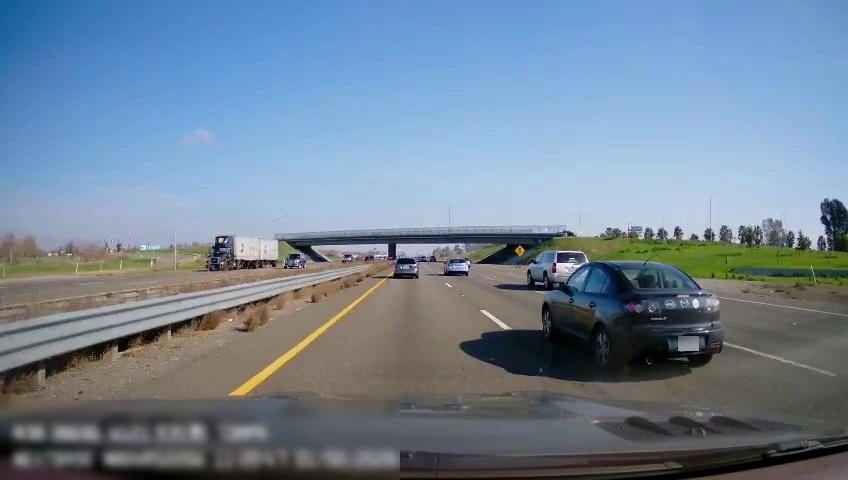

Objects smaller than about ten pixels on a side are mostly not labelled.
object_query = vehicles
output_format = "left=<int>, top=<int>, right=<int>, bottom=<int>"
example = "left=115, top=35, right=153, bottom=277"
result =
left=283, top=252, right=310, bottom=270
left=526, top=250, right=590, bottom=291
left=393, top=257, right=420, bottom=279
left=204, top=234, right=279, bottom=272
left=461, top=257, right=471, bottom=269
left=340, top=254, right=355, bottom=264
left=540, top=260, right=724, bottom=371
left=443, top=257, right=469, bottom=276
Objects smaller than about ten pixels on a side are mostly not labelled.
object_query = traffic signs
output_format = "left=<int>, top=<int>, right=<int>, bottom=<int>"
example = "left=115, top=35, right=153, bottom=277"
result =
left=513, top=245, right=526, bottom=257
